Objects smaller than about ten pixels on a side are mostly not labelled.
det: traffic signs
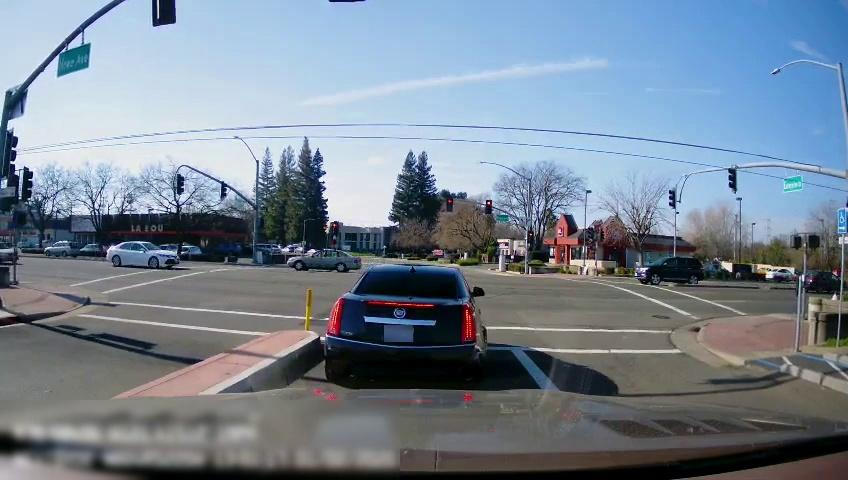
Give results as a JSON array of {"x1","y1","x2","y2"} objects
[
  {"x1": 57, "y1": 43, "x2": 91, "y2": 78},
  {"x1": 783, "y1": 176, "x2": 803, "y2": 194},
  {"x1": 498, "y1": 214, "x2": 510, "y2": 221},
  {"x1": 835, "y1": 208, "x2": 848, "y2": 234}
]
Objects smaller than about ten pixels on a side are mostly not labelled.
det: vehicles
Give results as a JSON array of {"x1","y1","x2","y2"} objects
[
  {"x1": 106, "y1": 241, "x2": 178, "y2": 269},
  {"x1": 634, "y1": 258, "x2": 705, "y2": 286},
  {"x1": 324, "y1": 264, "x2": 489, "y2": 385},
  {"x1": 44, "y1": 241, "x2": 81, "y2": 259},
  {"x1": 800, "y1": 270, "x2": 848, "y2": 295},
  {"x1": 80, "y1": 243, "x2": 108, "y2": 253},
  {"x1": 175, "y1": 246, "x2": 201, "y2": 257},
  {"x1": 157, "y1": 244, "x2": 181, "y2": 253},
  {"x1": 288, "y1": 249, "x2": 361, "y2": 272},
  {"x1": 0, "y1": 241, "x2": 18, "y2": 261}
]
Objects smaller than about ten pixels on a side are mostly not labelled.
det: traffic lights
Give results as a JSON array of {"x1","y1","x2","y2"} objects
[
  {"x1": 0, "y1": 129, "x2": 19, "y2": 176},
  {"x1": 789, "y1": 235, "x2": 803, "y2": 248},
  {"x1": 332, "y1": 223, "x2": 338, "y2": 235},
  {"x1": 22, "y1": 166, "x2": 34, "y2": 201},
  {"x1": 485, "y1": 199, "x2": 492, "y2": 214},
  {"x1": 527, "y1": 231, "x2": 534, "y2": 244},
  {"x1": 151, "y1": 0, "x2": 176, "y2": 27},
  {"x1": 176, "y1": 173, "x2": 185, "y2": 195},
  {"x1": 447, "y1": 198, "x2": 454, "y2": 212},
  {"x1": 588, "y1": 228, "x2": 595, "y2": 241},
  {"x1": 668, "y1": 189, "x2": 676, "y2": 209},
  {"x1": 728, "y1": 167, "x2": 738, "y2": 193},
  {"x1": 806, "y1": 235, "x2": 819, "y2": 248},
  {"x1": 220, "y1": 182, "x2": 228, "y2": 199},
  {"x1": 328, "y1": 0, "x2": 359, "y2": 3},
  {"x1": 14, "y1": 212, "x2": 27, "y2": 224},
  {"x1": 7, "y1": 166, "x2": 19, "y2": 201}
]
